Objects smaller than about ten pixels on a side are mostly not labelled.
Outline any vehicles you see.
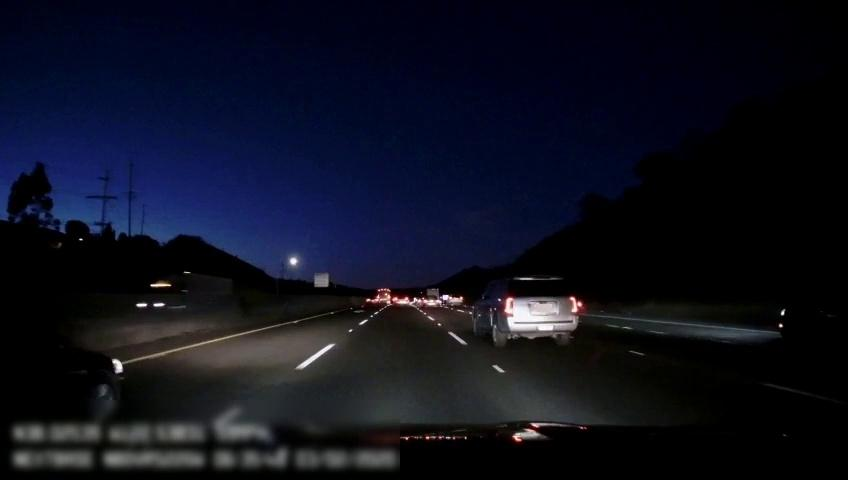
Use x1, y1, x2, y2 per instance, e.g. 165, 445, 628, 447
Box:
0, 306, 125, 439
447, 294, 464, 308
473, 276, 578, 348
375, 289, 391, 306
422, 295, 439, 308
364, 296, 380, 310
136, 272, 231, 315
776, 289, 848, 349
394, 295, 410, 308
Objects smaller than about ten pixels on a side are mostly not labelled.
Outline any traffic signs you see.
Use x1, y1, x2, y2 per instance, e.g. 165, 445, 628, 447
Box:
315, 274, 330, 288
